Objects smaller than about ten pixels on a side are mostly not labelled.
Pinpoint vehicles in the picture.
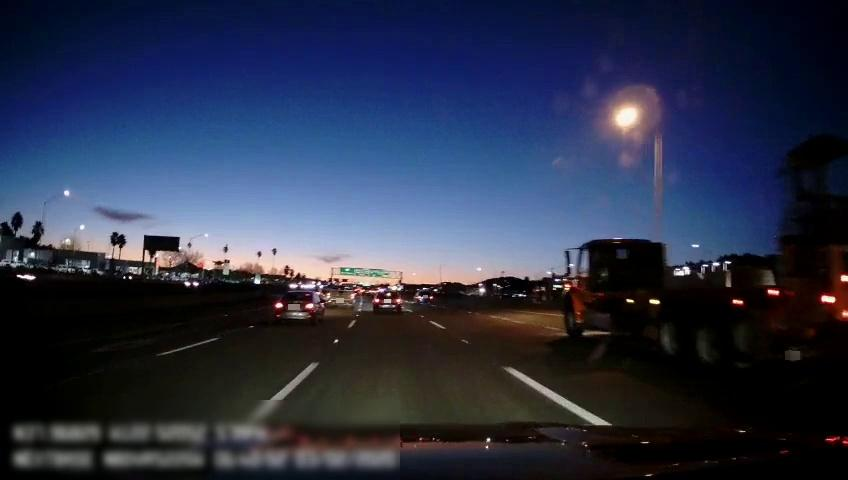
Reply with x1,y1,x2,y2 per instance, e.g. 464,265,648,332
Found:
275,290,326,326
15,269,61,281
371,291,402,313
326,283,356,309
562,133,848,373
413,291,434,304
184,278,205,288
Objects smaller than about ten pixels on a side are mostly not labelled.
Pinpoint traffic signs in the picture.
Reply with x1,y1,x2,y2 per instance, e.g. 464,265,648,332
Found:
353,268,369,276
223,259,230,276
340,267,354,275
368,268,389,277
